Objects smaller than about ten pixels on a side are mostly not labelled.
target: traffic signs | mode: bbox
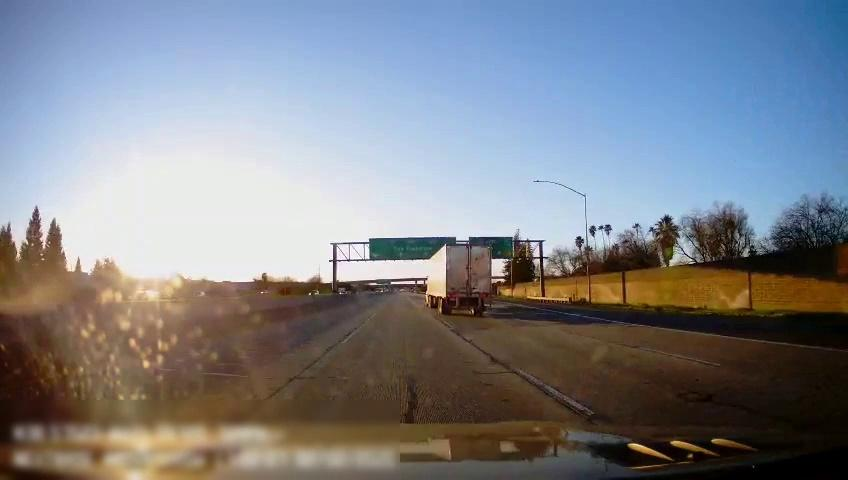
[468,236,514,259]
[369,237,457,260]
[376,279,391,285]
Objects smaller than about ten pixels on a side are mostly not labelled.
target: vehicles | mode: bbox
[423,244,492,315]
[308,290,320,296]
[130,291,159,305]
[192,292,205,298]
